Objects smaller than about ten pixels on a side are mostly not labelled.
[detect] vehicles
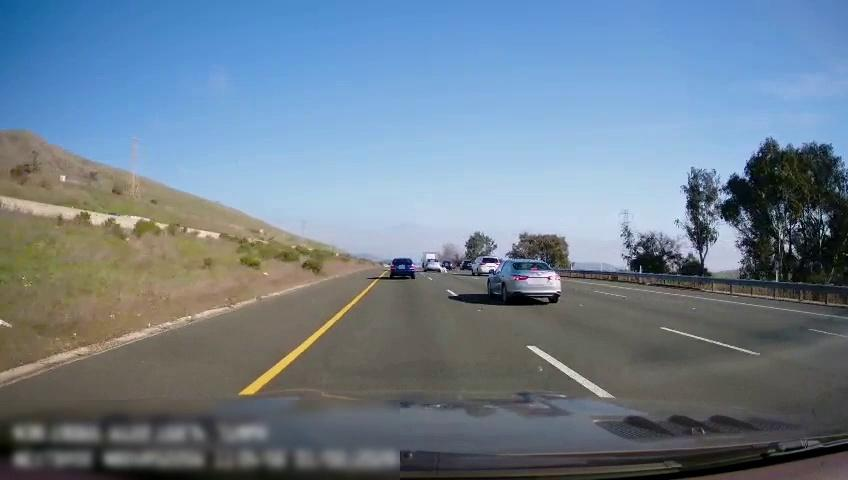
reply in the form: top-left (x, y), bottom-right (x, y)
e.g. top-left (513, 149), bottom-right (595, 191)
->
top-left (389, 258), bottom-right (416, 280)
top-left (422, 252), bottom-right (438, 267)
top-left (472, 256), bottom-right (502, 276)
top-left (460, 260), bottom-right (475, 271)
top-left (440, 260), bottom-right (452, 270)
top-left (424, 259), bottom-right (442, 272)
top-left (487, 259), bottom-right (562, 303)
